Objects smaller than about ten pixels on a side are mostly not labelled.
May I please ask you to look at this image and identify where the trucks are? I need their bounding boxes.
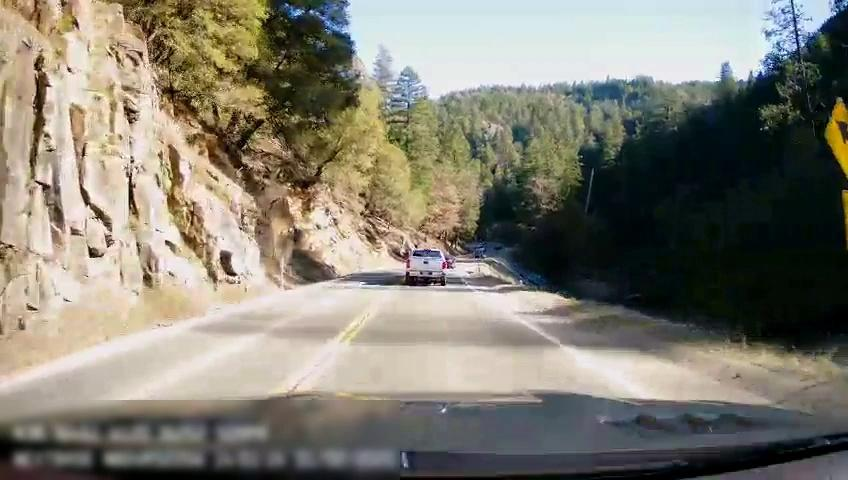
[406,249,447,285]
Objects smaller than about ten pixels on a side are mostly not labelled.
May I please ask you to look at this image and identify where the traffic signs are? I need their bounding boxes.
[824,97,848,179]
[841,190,848,248]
